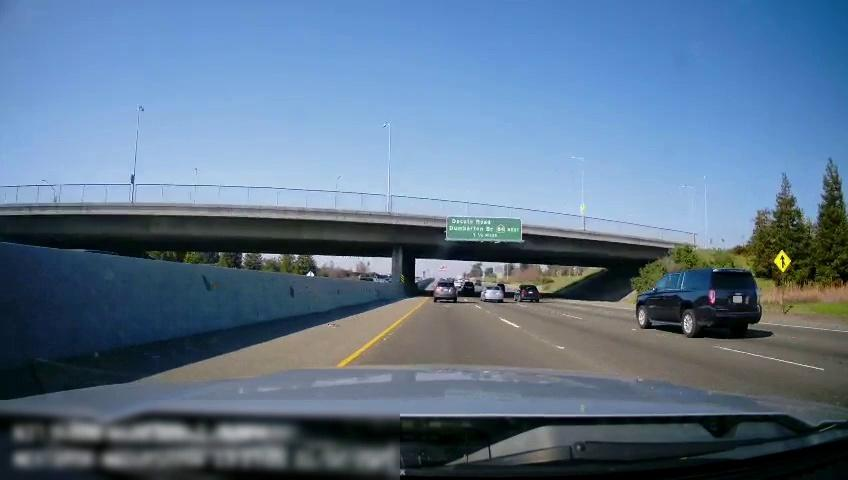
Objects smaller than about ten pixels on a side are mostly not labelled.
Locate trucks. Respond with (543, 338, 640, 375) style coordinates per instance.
(463, 282, 475, 294)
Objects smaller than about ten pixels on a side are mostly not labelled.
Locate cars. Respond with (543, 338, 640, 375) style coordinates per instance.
(480, 286, 504, 304)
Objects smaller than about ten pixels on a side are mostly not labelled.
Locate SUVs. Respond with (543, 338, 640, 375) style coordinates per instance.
(433, 281, 457, 303)
(514, 285, 540, 303)
(634, 268, 762, 338)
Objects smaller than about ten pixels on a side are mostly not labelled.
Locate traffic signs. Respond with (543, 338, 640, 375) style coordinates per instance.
(446, 215, 522, 241)
(774, 251, 791, 272)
